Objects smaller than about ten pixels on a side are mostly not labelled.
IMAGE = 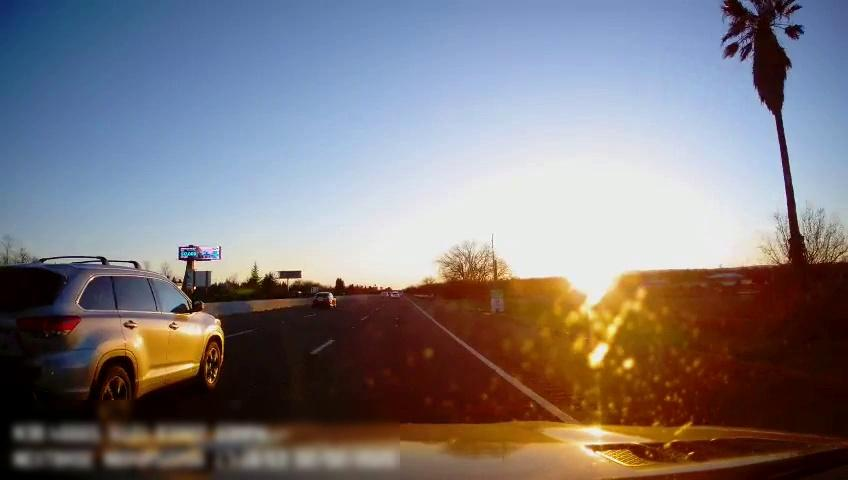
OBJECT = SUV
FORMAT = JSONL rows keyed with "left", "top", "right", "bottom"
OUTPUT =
{"left": 0, "top": 256, "right": 225, "bottom": 432}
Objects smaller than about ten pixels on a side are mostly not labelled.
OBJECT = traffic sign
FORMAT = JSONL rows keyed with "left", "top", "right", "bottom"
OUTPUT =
{"left": 490, "top": 290, "right": 505, "bottom": 313}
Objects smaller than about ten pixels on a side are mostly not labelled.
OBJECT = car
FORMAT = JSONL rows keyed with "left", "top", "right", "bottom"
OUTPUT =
{"left": 312, "top": 292, "right": 337, "bottom": 310}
